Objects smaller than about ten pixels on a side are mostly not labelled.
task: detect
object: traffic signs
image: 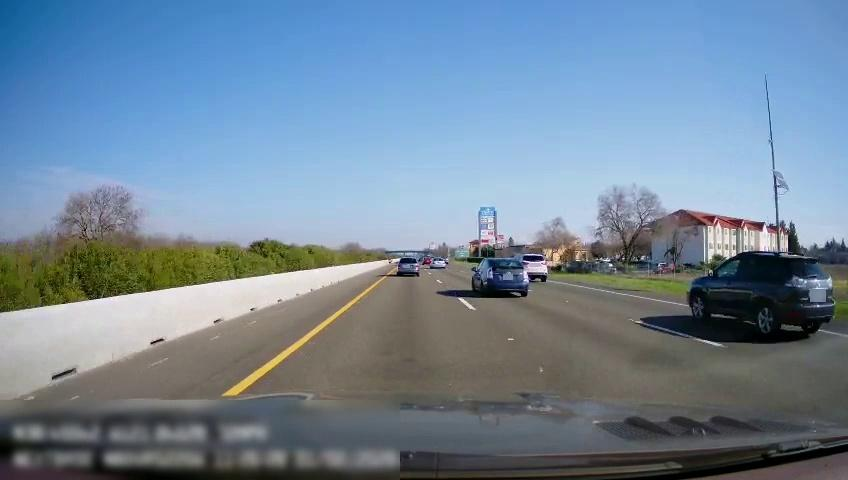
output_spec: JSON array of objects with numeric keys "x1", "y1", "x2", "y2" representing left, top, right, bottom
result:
[{"x1": 456, "y1": 250, "x2": 471, "y2": 258}]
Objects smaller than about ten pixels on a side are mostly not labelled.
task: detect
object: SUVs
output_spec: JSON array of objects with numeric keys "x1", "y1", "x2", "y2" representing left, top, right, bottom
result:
[
  {"x1": 397, "y1": 257, "x2": 420, "y2": 276},
  {"x1": 684, "y1": 251, "x2": 836, "y2": 341},
  {"x1": 515, "y1": 254, "x2": 549, "y2": 283}
]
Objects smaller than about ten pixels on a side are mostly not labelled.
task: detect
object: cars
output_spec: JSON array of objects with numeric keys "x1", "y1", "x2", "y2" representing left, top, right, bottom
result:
[
  {"x1": 422, "y1": 257, "x2": 432, "y2": 265},
  {"x1": 470, "y1": 258, "x2": 529, "y2": 299},
  {"x1": 430, "y1": 257, "x2": 448, "y2": 270}
]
